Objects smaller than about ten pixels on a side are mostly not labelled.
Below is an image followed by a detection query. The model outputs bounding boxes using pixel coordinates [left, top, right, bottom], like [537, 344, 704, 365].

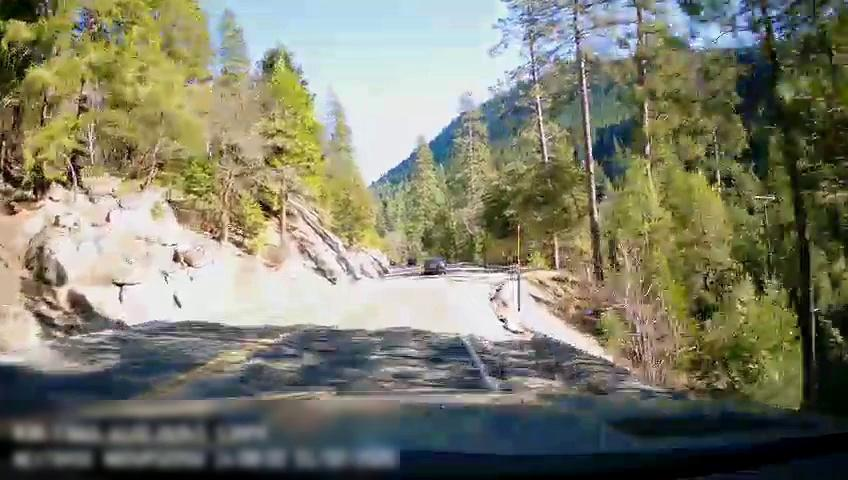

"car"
[423, 256, 447, 275]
